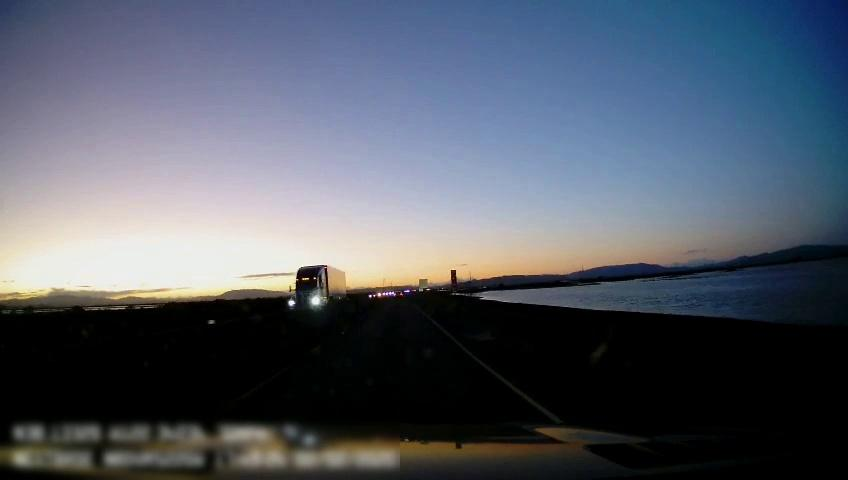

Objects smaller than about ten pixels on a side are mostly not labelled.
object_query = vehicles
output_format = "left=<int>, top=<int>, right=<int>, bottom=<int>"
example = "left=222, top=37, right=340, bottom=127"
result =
left=393, top=290, right=404, bottom=298
left=287, top=265, right=348, bottom=312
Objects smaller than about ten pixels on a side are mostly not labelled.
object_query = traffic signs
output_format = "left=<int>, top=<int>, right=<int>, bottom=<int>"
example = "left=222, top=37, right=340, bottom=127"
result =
left=418, top=278, right=428, bottom=289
